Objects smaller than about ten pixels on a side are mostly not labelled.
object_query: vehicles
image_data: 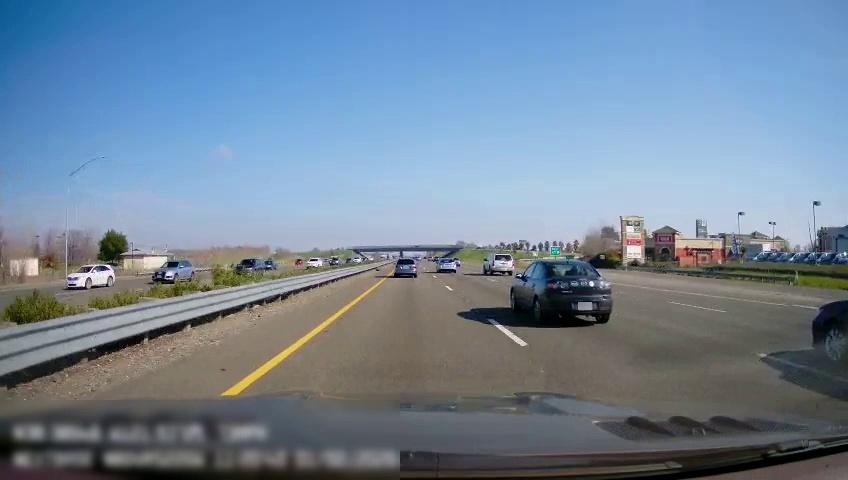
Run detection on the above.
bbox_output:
[64,263,116,290]
[232,258,265,275]
[482,253,514,276]
[329,257,343,266]
[263,259,280,272]
[812,298,848,373]
[509,259,614,325]
[393,258,418,278]
[436,257,457,274]
[352,256,363,264]
[151,259,195,285]
[305,257,323,270]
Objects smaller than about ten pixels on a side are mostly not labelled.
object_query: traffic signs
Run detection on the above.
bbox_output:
[549,245,561,257]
